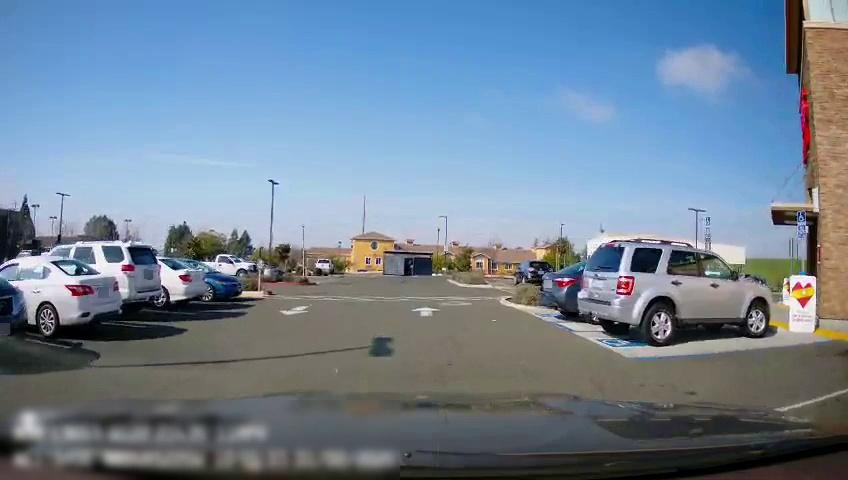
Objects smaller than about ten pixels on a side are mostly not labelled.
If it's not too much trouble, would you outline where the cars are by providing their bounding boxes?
[0,256,125,338]
[183,259,243,303]
[151,257,212,310]
[542,261,586,315]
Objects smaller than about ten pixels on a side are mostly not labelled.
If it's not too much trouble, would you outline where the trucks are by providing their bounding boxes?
[200,253,256,276]
[314,257,333,273]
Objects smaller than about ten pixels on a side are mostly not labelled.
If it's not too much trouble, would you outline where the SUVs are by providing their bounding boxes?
[52,241,163,314]
[512,260,553,287]
[576,239,773,346]
[0,275,30,339]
